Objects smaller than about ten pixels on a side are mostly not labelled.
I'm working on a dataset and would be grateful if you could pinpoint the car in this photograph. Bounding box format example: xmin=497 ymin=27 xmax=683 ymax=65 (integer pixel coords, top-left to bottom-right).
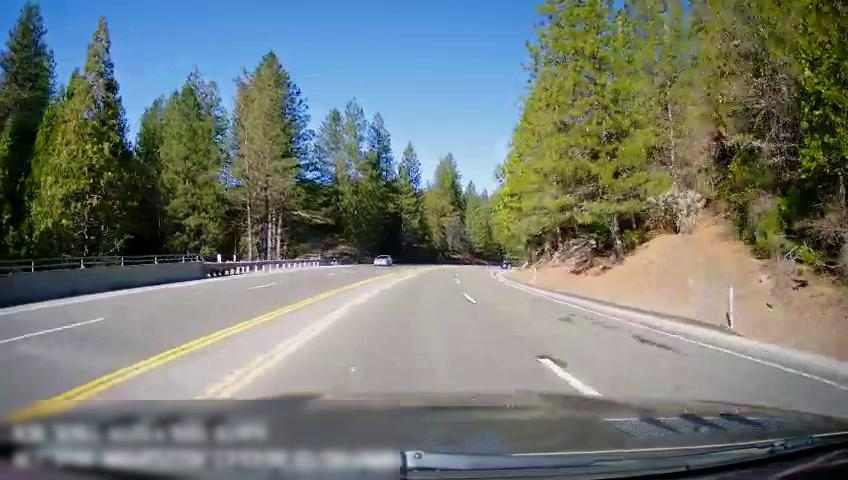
xmin=373 ymin=255 xmax=393 ymax=267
